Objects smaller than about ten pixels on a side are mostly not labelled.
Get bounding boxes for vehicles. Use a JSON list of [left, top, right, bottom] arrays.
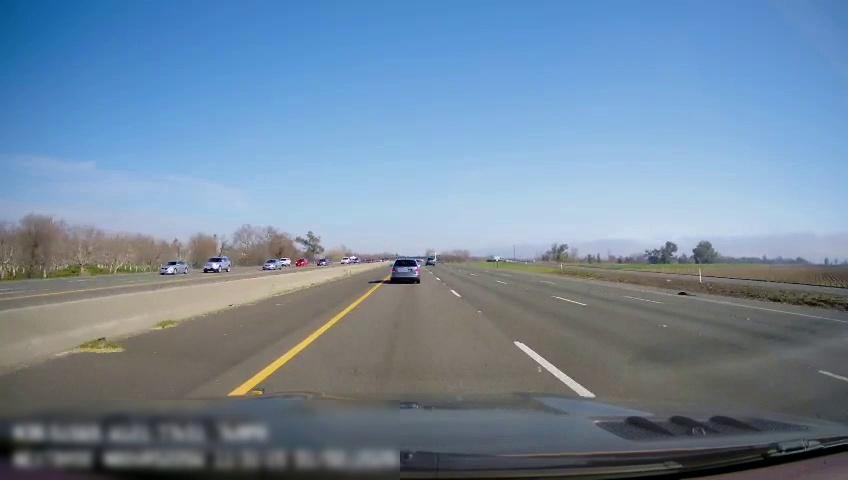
[[425, 257, 436, 267], [341, 256, 351, 264], [295, 258, 308, 268], [160, 260, 189, 275], [390, 258, 420, 284], [279, 257, 291, 266], [316, 258, 330, 266], [203, 256, 232, 273], [263, 258, 282, 271]]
